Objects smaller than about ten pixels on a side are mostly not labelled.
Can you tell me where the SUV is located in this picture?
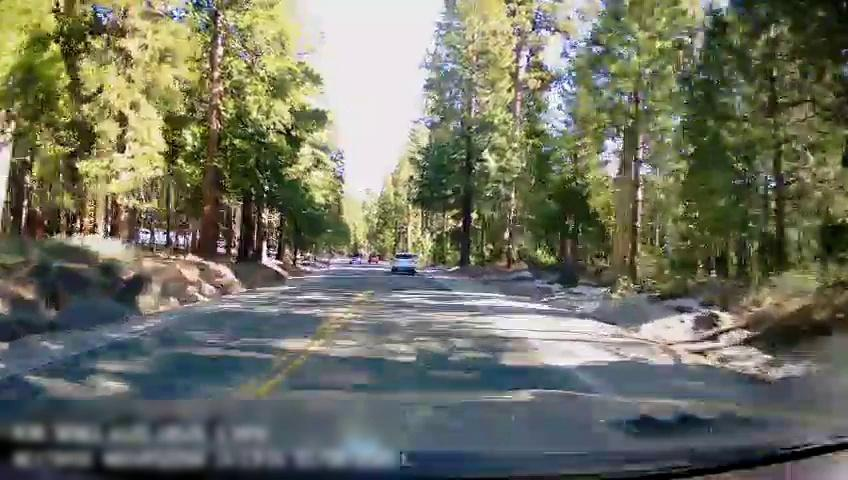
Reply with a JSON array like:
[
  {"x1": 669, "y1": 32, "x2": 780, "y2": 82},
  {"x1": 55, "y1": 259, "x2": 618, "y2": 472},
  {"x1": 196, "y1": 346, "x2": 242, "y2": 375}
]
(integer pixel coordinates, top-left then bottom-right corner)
[{"x1": 390, "y1": 252, "x2": 418, "y2": 276}]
